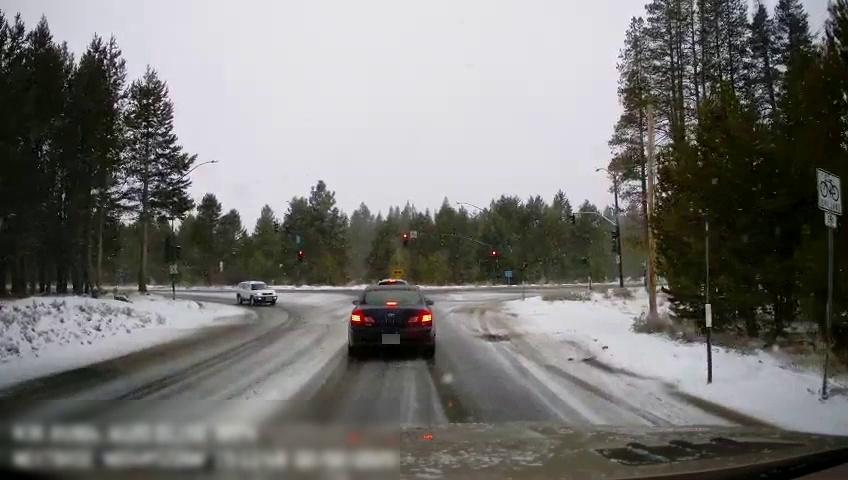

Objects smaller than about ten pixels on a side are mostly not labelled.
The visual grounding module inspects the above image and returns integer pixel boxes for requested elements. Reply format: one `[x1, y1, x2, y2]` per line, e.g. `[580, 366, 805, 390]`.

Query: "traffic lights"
[298, 250, 304, 262]
[175, 246, 182, 259]
[612, 240, 618, 253]
[274, 222, 279, 233]
[570, 214, 575, 225]
[402, 233, 409, 247]
[492, 250, 497, 261]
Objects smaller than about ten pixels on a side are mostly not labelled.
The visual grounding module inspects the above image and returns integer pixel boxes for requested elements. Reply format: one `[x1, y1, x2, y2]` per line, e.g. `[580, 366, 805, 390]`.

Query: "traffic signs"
[816, 167, 843, 215]
[825, 213, 837, 228]
[393, 270, 404, 277]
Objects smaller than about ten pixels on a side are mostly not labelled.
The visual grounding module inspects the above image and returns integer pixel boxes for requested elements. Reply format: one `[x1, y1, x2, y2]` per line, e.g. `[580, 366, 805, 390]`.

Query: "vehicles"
[376, 279, 410, 287]
[236, 281, 278, 306]
[348, 286, 435, 359]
